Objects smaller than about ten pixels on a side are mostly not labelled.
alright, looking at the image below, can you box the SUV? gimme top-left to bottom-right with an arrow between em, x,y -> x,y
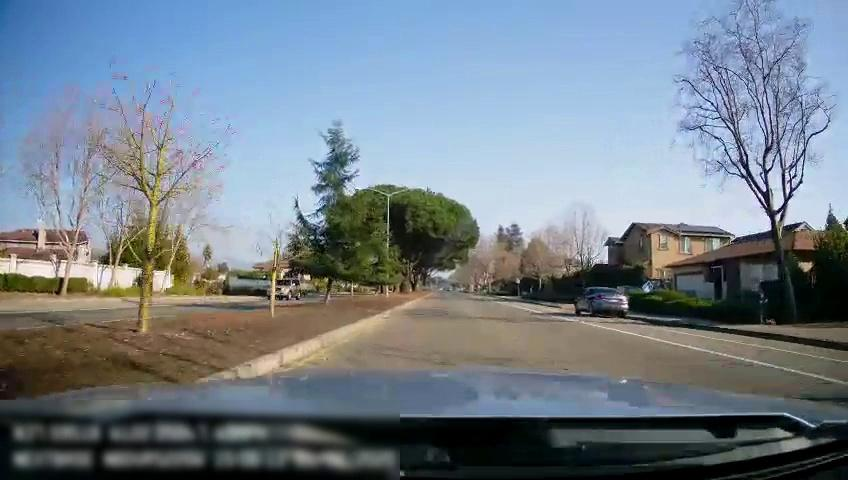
267,278 -> 302,301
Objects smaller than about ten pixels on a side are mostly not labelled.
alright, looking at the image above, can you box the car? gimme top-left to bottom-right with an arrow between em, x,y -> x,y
574,287 -> 627,317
